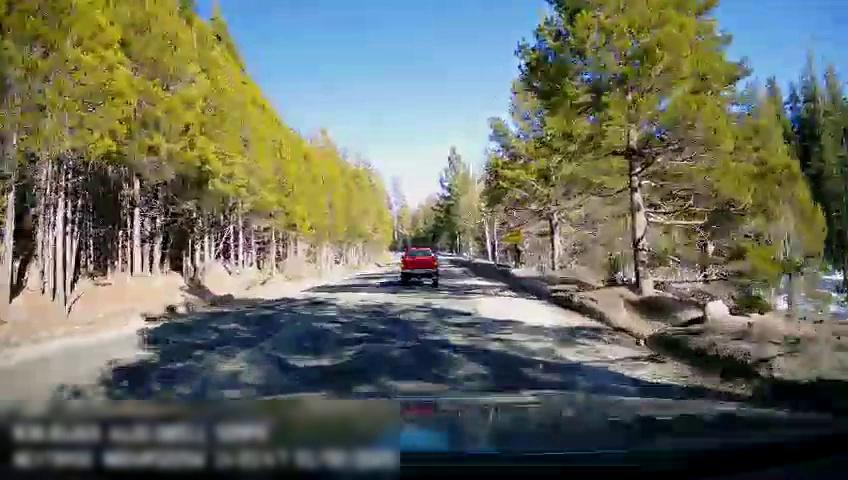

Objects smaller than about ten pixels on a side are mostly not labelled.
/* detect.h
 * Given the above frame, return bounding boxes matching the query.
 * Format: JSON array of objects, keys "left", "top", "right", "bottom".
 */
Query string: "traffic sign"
[{"left": 504, "top": 227, "right": 525, "bottom": 245}]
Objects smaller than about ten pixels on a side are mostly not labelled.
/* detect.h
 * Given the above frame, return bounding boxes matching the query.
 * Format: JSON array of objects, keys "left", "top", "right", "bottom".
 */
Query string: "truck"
[{"left": 399, "top": 248, "right": 440, "bottom": 286}]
